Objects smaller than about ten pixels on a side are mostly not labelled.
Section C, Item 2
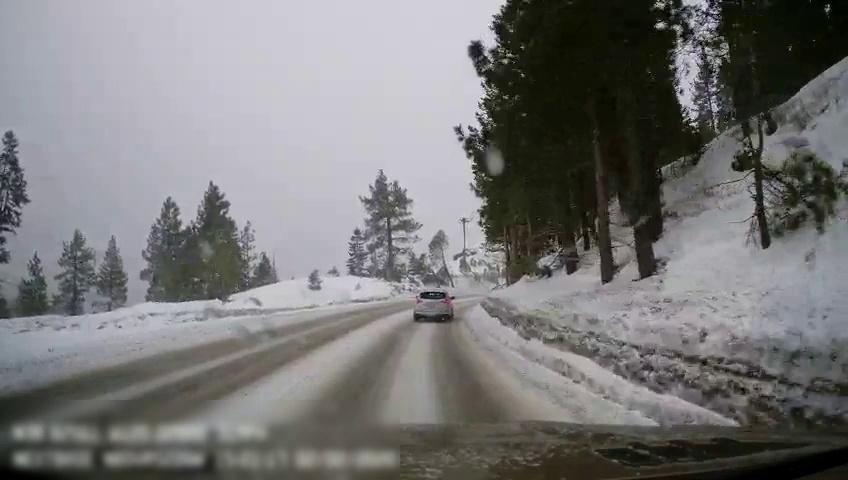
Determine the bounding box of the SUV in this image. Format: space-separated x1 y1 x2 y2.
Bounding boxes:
413 289 457 323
